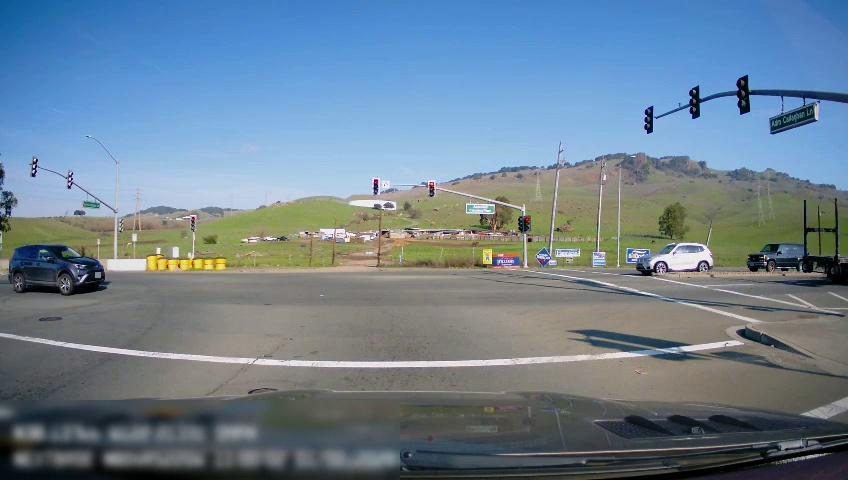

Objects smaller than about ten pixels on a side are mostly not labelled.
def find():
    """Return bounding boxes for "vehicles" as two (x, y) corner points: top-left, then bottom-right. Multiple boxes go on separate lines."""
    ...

(745, 242), (812, 273)
(801, 197), (848, 280)
(7, 243), (106, 296)
(635, 242), (714, 276)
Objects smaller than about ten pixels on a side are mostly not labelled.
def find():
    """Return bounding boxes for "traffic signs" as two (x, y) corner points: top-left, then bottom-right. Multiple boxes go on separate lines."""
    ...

(464, 201), (497, 216)
(81, 199), (101, 209)
(768, 100), (821, 135)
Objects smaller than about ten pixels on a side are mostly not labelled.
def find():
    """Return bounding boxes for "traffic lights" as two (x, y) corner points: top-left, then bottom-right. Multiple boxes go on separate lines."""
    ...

(735, 74), (751, 115)
(517, 215), (525, 232)
(189, 214), (198, 232)
(687, 84), (702, 120)
(30, 156), (40, 178)
(372, 177), (381, 196)
(523, 214), (533, 232)
(426, 178), (437, 197)
(66, 168), (75, 190)
(643, 104), (655, 135)
(116, 215), (125, 233)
